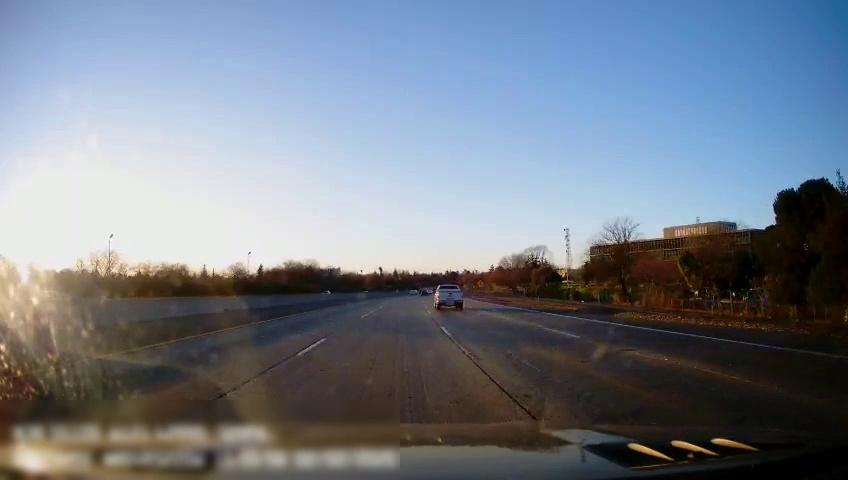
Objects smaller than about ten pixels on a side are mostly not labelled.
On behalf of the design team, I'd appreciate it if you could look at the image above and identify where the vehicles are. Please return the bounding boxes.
[420,289,430,297]
[434,283,465,311]
[409,289,419,297]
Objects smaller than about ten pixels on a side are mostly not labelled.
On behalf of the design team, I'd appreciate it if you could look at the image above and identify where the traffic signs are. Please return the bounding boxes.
[476,279,485,290]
